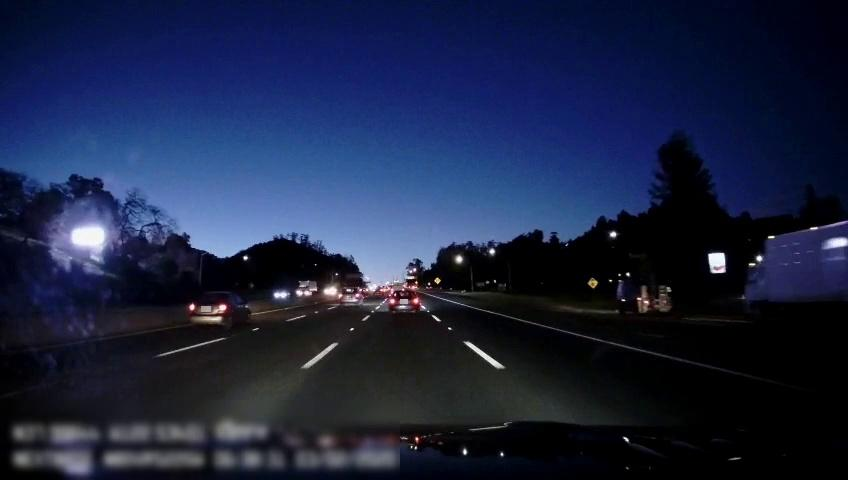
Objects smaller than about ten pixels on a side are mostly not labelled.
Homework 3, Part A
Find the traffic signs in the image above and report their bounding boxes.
[586,277,599,289]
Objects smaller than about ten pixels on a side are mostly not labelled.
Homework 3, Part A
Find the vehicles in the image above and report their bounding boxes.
[373,287,385,295]
[339,287,364,309]
[387,289,421,319]
[743,220,848,324]
[324,286,337,295]
[615,271,673,316]
[298,289,313,297]
[296,281,318,296]
[189,291,252,333]
[274,290,291,299]
[391,286,404,295]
